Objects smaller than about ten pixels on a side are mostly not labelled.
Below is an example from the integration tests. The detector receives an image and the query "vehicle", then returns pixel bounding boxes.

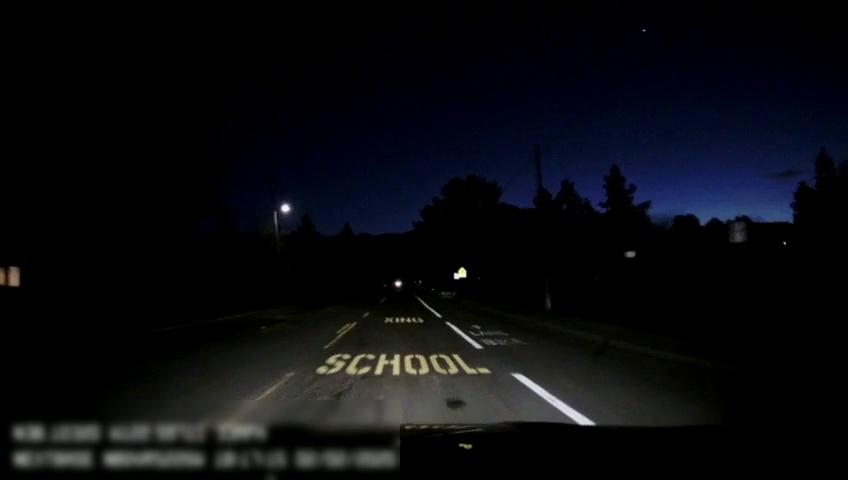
[436,285,457,302]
